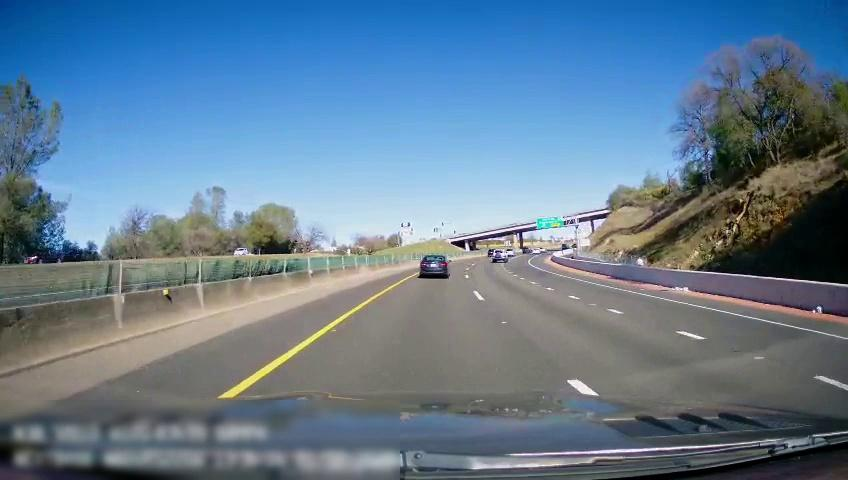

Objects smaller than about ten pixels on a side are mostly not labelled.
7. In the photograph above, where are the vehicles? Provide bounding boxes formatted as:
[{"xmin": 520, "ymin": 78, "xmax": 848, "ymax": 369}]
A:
[
  {"xmin": 233, "ymin": 247, "xmax": 252, "ymax": 257},
  {"xmin": 507, "ymin": 247, "xmax": 516, "ymax": 257},
  {"xmin": 418, "ymin": 253, "xmax": 450, "ymax": 280},
  {"xmin": 23, "ymin": 247, "xmax": 65, "ymax": 265},
  {"xmin": 491, "ymin": 248, "xmax": 508, "ymax": 263},
  {"xmin": 487, "ymin": 248, "xmax": 494, "ymax": 257}
]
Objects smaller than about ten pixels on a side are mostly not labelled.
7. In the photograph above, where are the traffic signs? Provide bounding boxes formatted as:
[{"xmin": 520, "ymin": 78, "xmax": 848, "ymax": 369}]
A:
[{"xmin": 535, "ymin": 215, "xmax": 564, "ymax": 231}]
